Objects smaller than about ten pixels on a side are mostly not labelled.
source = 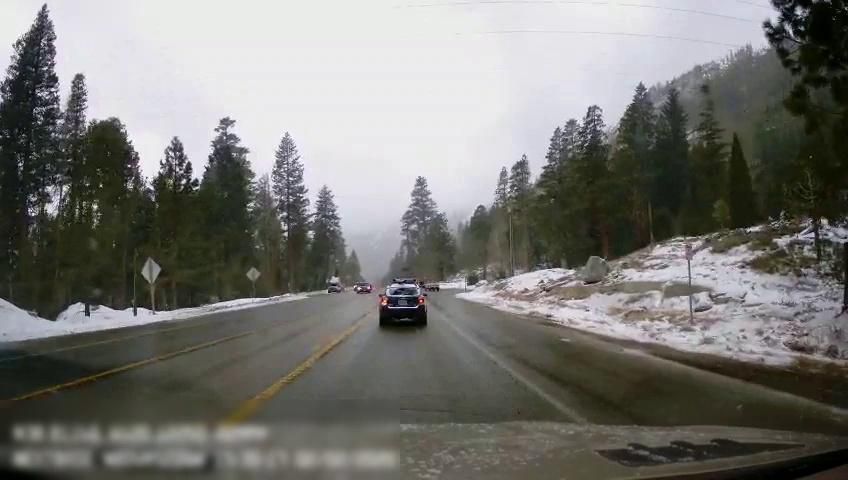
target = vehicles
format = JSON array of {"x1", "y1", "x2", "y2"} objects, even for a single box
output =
[
  {"x1": 328, "y1": 276, "x2": 341, "y2": 294},
  {"x1": 424, "y1": 281, "x2": 440, "y2": 292},
  {"x1": 378, "y1": 278, "x2": 428, "y2": 326},
  {"x1": 356, "y1": 281, "x2": 372, "y2": 294}
]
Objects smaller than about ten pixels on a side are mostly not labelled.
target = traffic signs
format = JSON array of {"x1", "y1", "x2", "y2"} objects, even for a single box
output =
[{"x1": 684, "y1": 240, "x2": 694, "y2": 260}]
